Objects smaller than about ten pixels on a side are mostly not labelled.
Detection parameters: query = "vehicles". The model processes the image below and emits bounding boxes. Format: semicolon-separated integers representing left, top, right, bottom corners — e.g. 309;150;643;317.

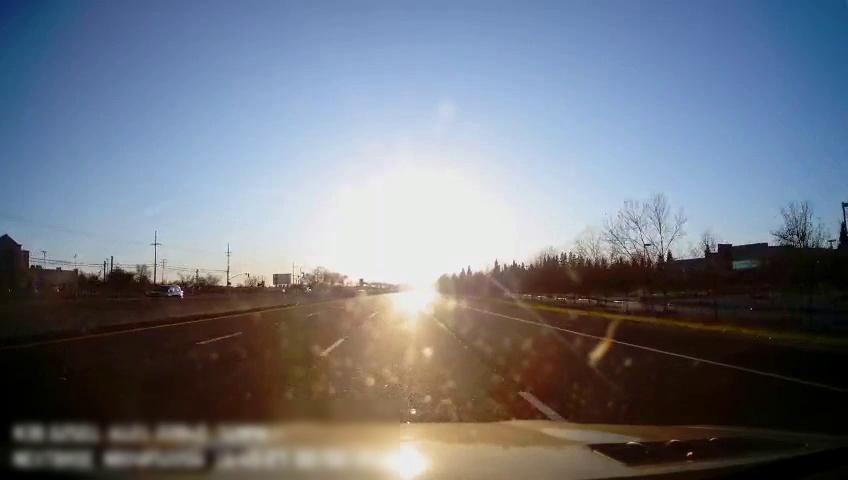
144;284;184;300
296;287;311;294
